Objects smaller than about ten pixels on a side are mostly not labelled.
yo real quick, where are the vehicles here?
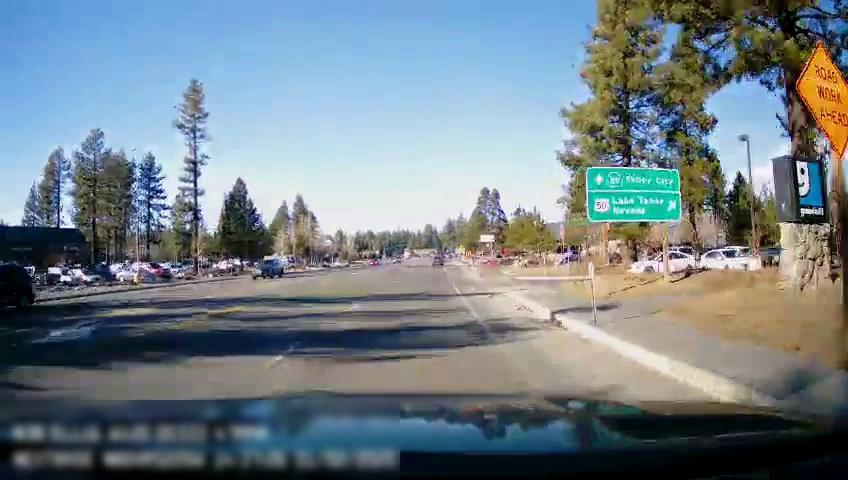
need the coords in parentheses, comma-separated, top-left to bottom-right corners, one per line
(721, 245, 756, 257)
(0, 263, 33, 309)
(252, 256, 287, 280)
(559, 251, 584, 265)
(663, 246, 695, 258)
(130, 262, 173, 281)
(367, 257, 380, 267)
(431, 255, 447, 266)
(55, 269, 97, 288)
(101, 264, 143, 286)
(700, 249, 761, 272)
(631, 251, 697, 273)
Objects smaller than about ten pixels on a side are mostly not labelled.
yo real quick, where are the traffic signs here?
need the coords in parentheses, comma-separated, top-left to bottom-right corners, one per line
(585, 164, 684, 224)
(794, 39, 848, 161)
